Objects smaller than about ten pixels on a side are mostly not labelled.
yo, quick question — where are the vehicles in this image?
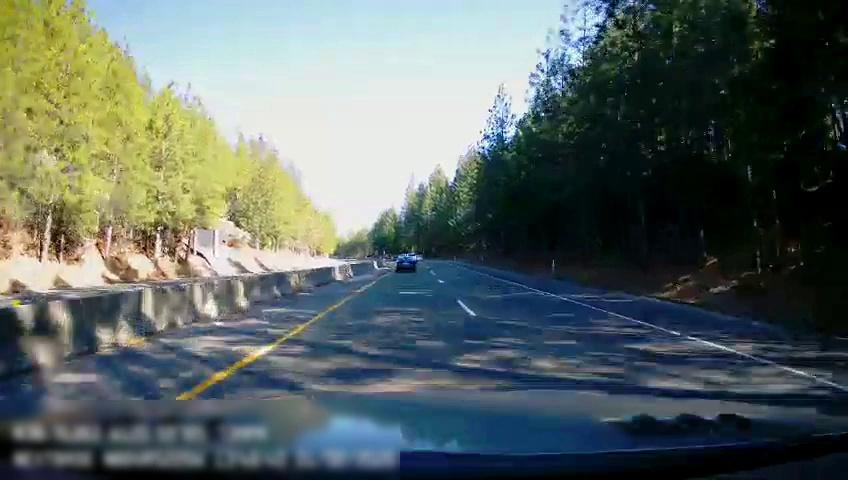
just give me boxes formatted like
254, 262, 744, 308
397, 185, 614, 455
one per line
394, 255, 417, 272
413, 253, 425, 263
